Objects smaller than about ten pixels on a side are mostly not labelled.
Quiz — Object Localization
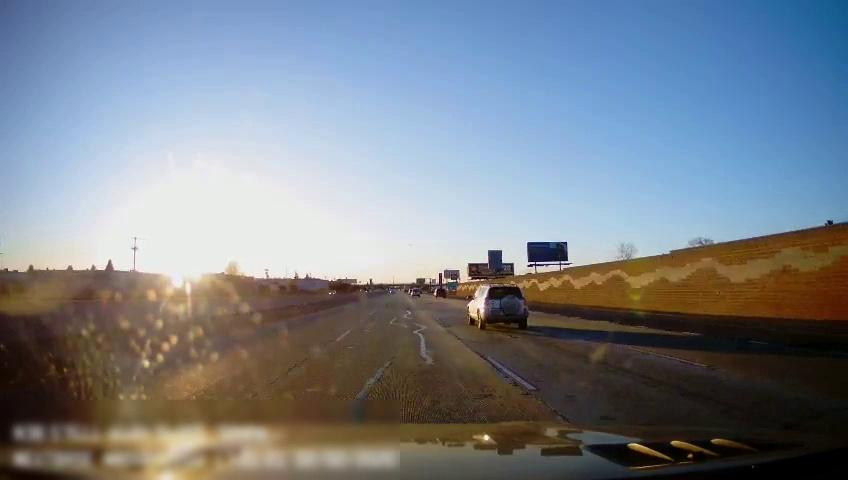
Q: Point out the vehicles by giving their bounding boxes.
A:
[467,283,528,330]
[410,288,421,298]
[433,288,447,299]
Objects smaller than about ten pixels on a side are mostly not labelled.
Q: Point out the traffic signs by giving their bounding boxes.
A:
[447,281,458,290]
